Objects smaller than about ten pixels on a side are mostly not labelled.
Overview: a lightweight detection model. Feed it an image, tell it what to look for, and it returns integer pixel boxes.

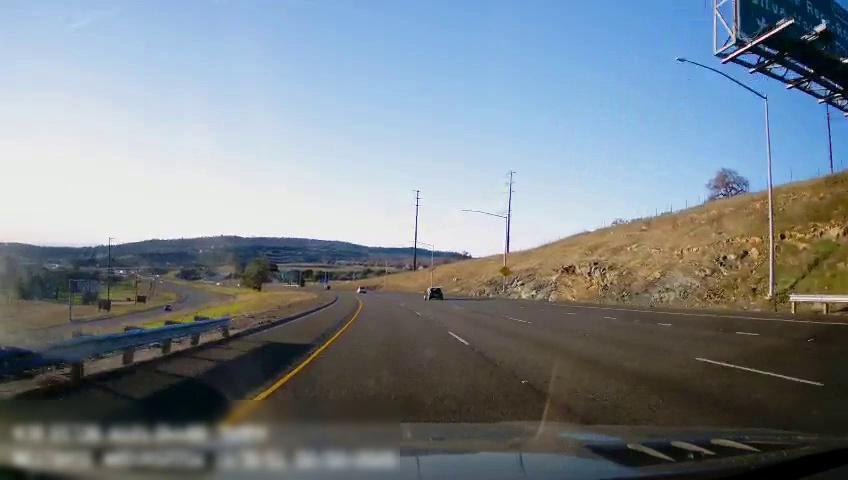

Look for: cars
[356,285,367,294]
[424,286,444,301]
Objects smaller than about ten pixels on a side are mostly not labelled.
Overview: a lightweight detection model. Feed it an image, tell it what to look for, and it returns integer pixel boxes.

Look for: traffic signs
[499,266,512,277]
[738,0,848,92]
